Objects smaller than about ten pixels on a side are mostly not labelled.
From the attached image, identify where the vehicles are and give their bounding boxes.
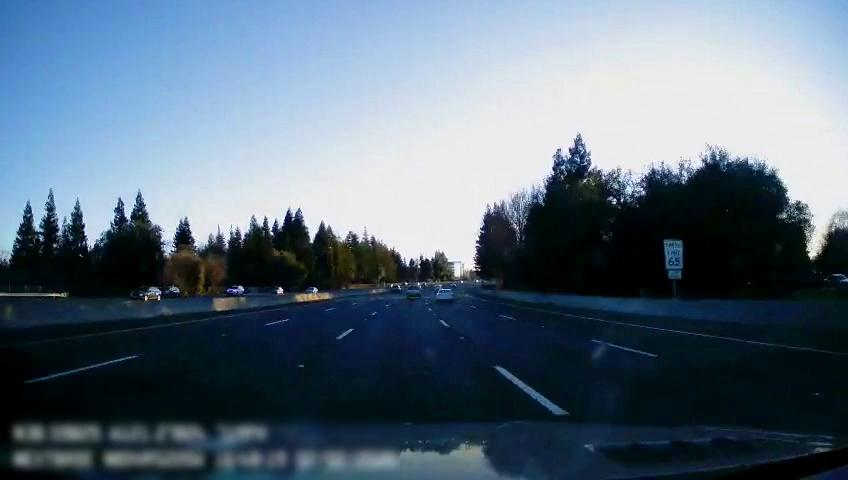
[226,285,245,297]
[389,283,401,294]
[436,288,455,303]
[823,274,848,287]
[131,286,162,301]
[407,286,420,298]
[157,286,179,299]
[271,286,286,295]
[303,286,319,294]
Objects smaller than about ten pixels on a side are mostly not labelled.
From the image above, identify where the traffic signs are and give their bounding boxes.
[668,269,683,280]
[663,239,684,269]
